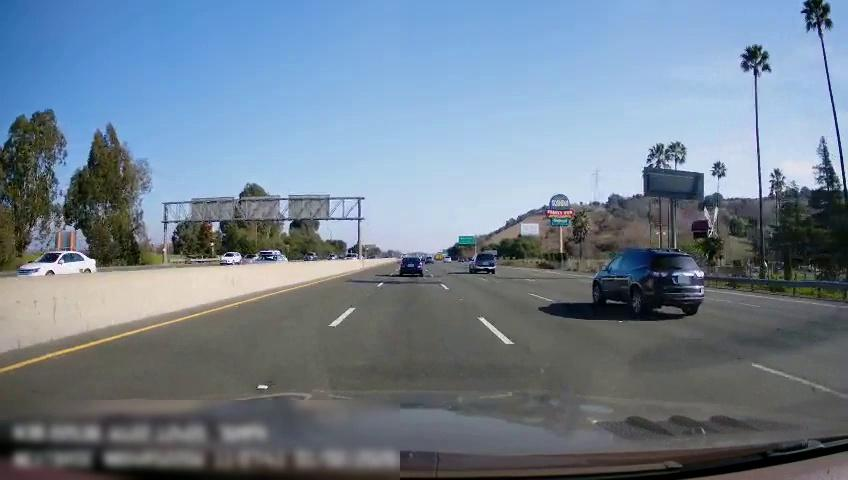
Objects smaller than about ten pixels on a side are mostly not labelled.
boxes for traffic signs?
[190,195,235,223]
[287,194,330,220]
[457,235,476,245]
[484,249,498,256]
[240,194,281,221]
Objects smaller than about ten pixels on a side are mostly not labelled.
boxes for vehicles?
[220,251,242,266]
[397,257,423,278]
[327,253,340,261]
[303,251,320,262]
[590,247,706,317]
[15,250,98,278]
[469,253,496,275]
[254,254,289,264]
[258,249,283,259]
[240,253,260,266]
[343,253,359,261]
